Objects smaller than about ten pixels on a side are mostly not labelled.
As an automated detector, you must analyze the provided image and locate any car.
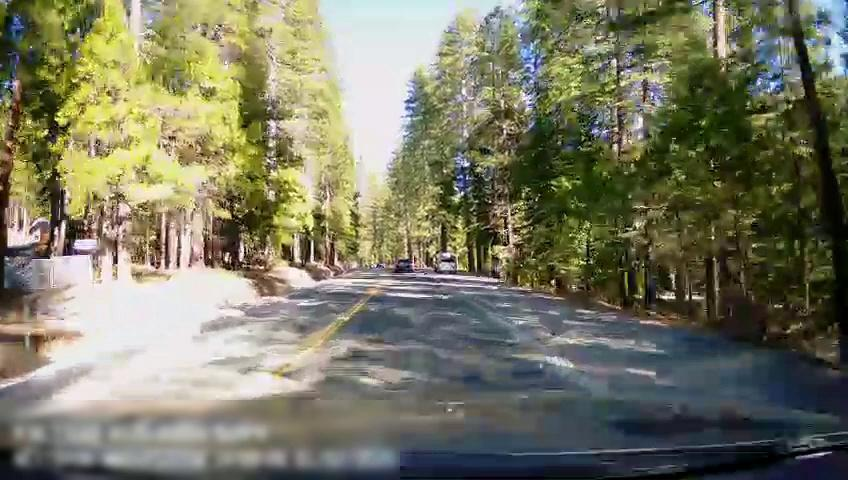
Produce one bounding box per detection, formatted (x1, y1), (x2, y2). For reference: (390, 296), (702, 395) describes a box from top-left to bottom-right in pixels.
(394, 259), (413, 273)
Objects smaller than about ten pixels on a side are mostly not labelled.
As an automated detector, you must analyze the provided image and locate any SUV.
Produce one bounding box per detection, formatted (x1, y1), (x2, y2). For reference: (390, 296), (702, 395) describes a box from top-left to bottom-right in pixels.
(432, 252), (458, 274)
